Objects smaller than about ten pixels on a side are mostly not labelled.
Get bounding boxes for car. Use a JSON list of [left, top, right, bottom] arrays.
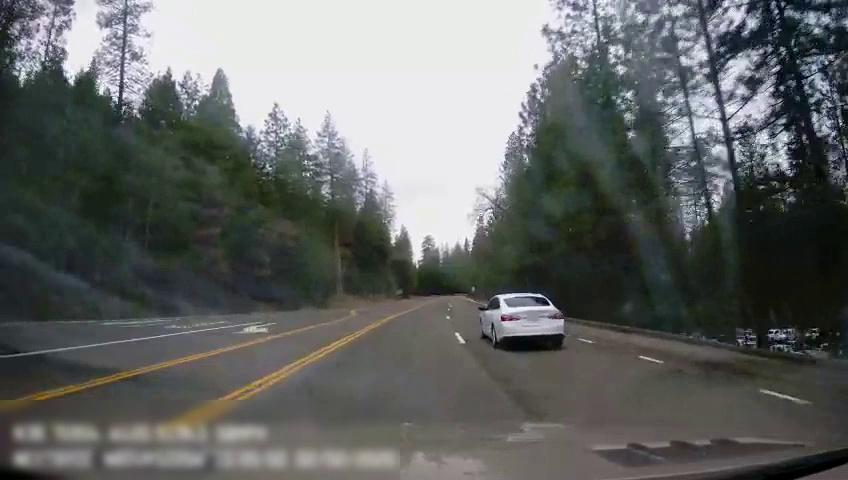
[[477, 293, 566, 350]]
